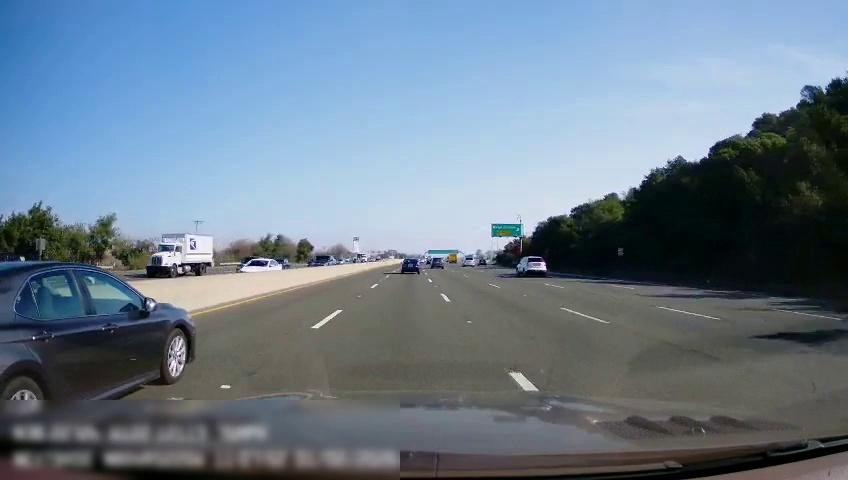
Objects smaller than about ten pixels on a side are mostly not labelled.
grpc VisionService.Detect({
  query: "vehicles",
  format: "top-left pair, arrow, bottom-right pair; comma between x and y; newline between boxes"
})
306,255 -> 337,268
238,257 -> 283,274
447,253 -> 458,264
430,258 -> 444,270
400,259 -> 420,275
461,256 -> 475,268
0,260 -> 198,417
516,255 -> 548,277
145,232 -> 216,278
272,255 -> 290,270
235,256 -> 255,272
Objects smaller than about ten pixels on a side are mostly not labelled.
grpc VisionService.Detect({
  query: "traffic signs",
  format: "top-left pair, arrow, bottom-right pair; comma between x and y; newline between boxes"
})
352,236 -> 361,254
428,249 -> 459,254
35,238 -> 46,250
491,223 -> 522,239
